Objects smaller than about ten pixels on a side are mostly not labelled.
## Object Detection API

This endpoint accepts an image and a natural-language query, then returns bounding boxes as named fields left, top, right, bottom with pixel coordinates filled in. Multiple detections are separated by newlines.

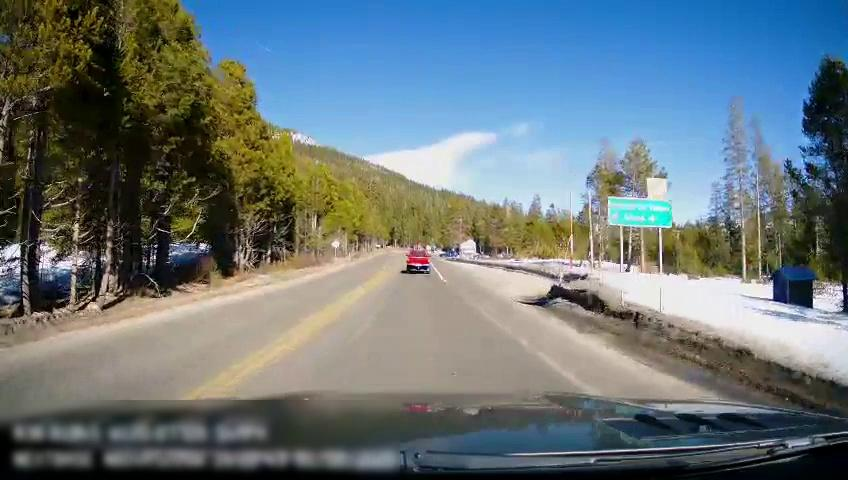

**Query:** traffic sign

left=606, top=195, right=674, bottom=229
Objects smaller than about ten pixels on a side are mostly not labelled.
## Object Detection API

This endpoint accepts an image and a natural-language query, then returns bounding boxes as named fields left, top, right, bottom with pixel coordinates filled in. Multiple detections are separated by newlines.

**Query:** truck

left=405, top=248, right=433, bottom=274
